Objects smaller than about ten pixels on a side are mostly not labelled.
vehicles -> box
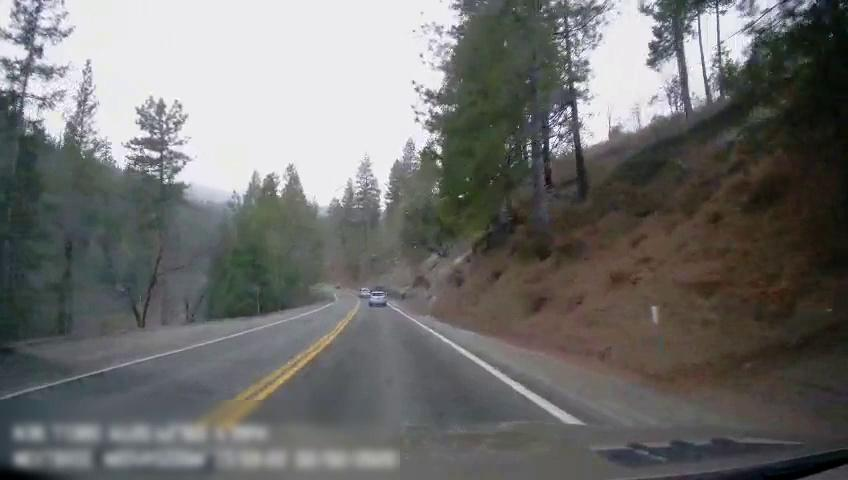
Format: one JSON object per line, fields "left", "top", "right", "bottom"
{"left": 359, "top": 288, "right": 371, "bottom": 298}
{"left": 368, "top": 291, "right": 387, "bottom": 307}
